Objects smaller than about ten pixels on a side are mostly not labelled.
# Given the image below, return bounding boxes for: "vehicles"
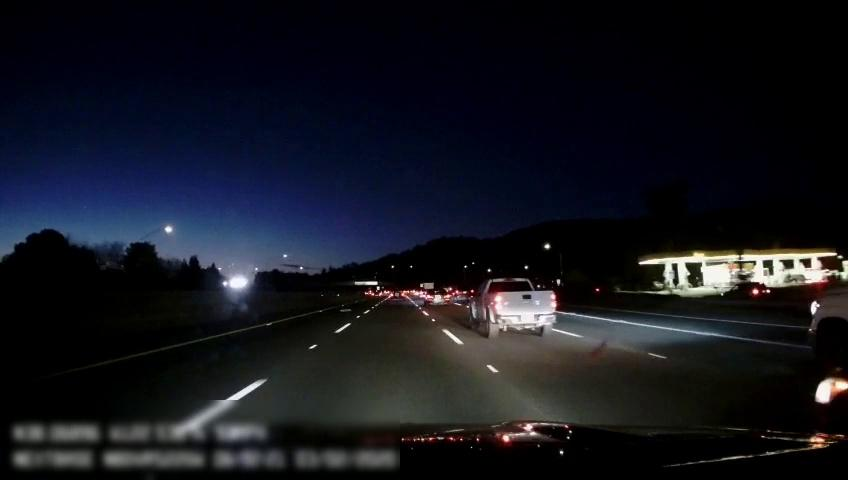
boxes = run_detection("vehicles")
[423,288,449,307]
[806,282,848,373]
[390,290,405,300]
[721,281,771,299]
[467,277,556,338]
[424,282,434,289]
[813,365,848,434]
